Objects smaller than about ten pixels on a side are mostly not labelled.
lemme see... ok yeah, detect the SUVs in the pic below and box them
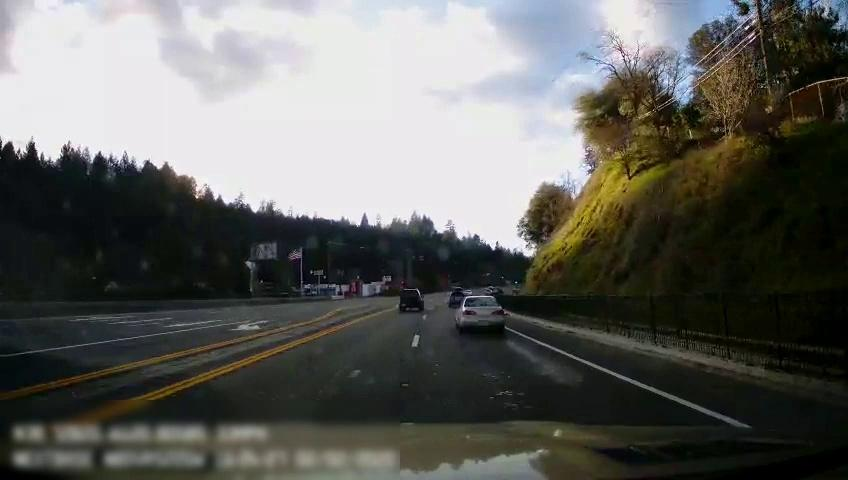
[399,288,425,312]
[447,286,463,308]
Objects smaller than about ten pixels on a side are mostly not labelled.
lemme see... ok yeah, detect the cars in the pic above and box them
[454,295,505,331]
